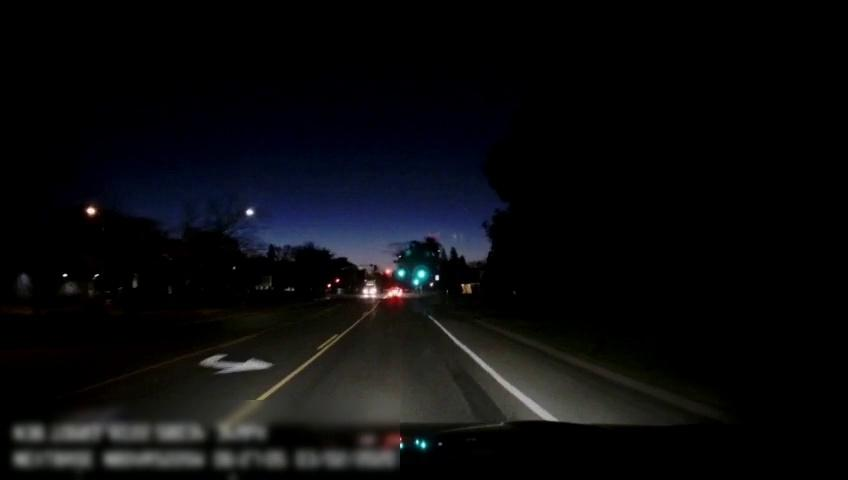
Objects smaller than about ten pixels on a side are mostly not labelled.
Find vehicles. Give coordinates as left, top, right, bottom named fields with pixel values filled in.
left=388, top=286, right=402, bottom=300
left=362, top=281, right=380, bottom=295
